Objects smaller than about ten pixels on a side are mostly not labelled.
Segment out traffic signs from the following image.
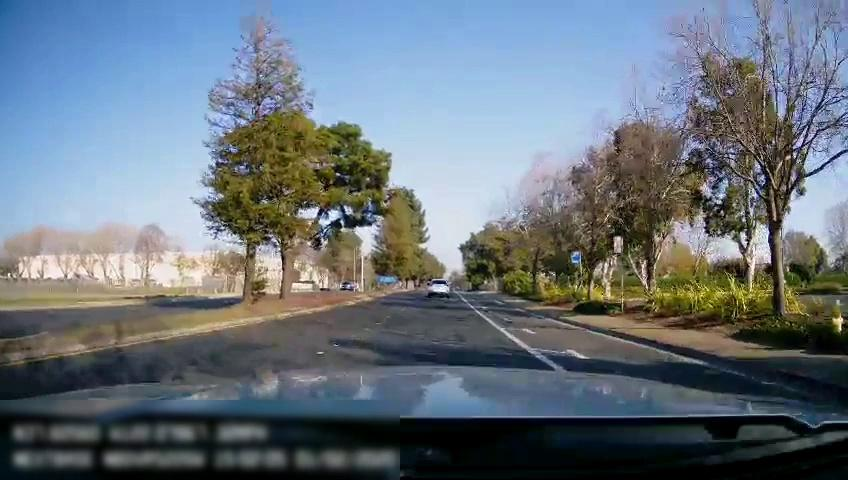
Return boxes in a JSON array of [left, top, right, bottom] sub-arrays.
[[376, 275, 399, 284]]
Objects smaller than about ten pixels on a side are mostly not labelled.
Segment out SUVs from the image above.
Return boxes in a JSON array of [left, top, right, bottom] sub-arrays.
[[340, 280, 354, 292], [425, 278, 451, 298]]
